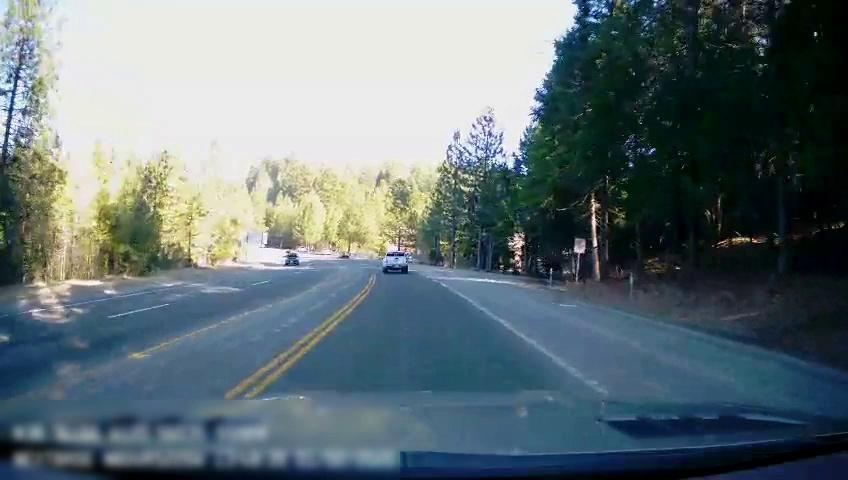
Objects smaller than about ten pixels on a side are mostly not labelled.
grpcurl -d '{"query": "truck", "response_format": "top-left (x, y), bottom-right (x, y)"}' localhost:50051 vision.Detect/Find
top-left (381, 251), bottom-right (409, 275)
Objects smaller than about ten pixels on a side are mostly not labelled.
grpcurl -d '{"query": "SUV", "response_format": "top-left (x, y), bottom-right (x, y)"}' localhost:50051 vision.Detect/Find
top-left (282, 252), bottom-right (300, 266)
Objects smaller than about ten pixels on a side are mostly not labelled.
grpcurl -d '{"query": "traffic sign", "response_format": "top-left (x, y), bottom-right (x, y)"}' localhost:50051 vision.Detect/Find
top-left (573, 238), bottom-right (587, 254)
